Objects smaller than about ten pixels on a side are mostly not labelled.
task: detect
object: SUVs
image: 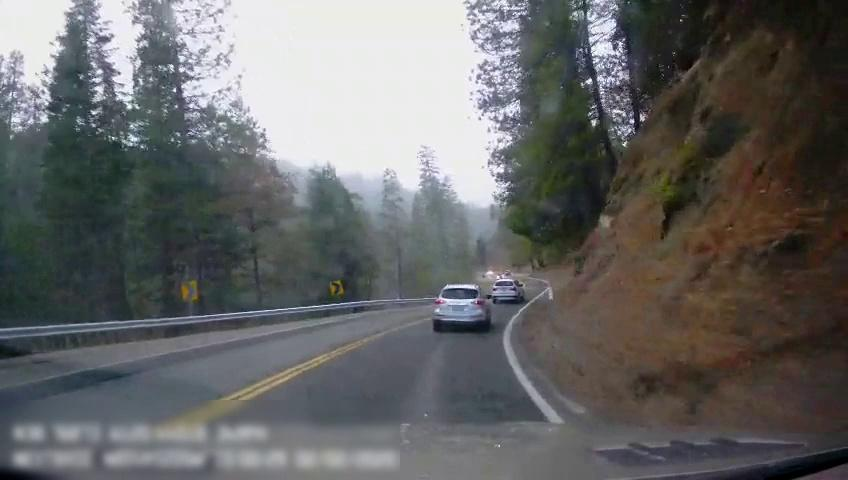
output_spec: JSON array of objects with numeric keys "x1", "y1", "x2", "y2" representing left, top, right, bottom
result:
[
  {"x1": 433, "y1": 284, "x2": 492, "y2": 331},
  {"x1": 491, "y1": 279, "x2": 524, "y2": 304}
]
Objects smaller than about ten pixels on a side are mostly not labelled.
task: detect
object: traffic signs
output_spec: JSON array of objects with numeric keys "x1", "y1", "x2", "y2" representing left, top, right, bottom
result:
[
  {"x1": 180, "y1": 281, "x2": 198, "y2": 302},
  {"x1": 329, "y1": 280, "x2": 344, "y2": 296}
]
